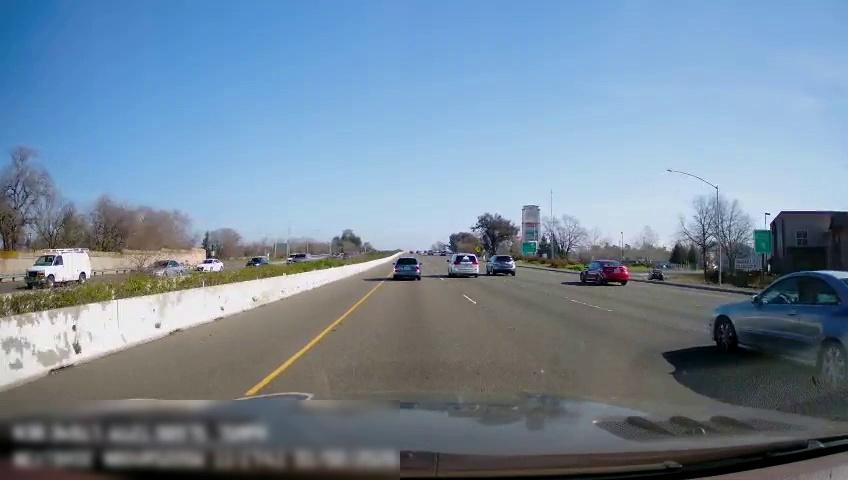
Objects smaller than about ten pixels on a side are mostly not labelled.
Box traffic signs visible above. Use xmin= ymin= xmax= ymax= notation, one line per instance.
xmin=753 ymin=229 xmax=773 ymax=253
xmin=521 ymin=240 xmax=539 ymax=255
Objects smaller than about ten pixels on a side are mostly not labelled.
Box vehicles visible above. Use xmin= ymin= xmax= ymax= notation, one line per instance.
xmin=392 ymin=258 xmax=422 ymax=281
xmin=485 ymin=255 xmax=515 ymax=277
xmin=647 ymin=269 xmax=664 ymax=281
xmin=245 ymin=257 xmax=269 ymax=268
xmin=708 ymin=270 xmax=848 ymax=391
xmin=23 ymin=253 xmax=91 ymax=290
xmin=580 ymin=260 xmax=630 ymax=286
xmin=195 ymin=259 xmax=224 ymax=274
xmin=286 ymin=254 xmax=296 ymax=264
xmin=141 ymin=260 xmax=185 ymax=279
xmin=291 ymin=253 xmax=309 ymax=264
xmin=447 ymin=253 xmax=479 ymax=278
